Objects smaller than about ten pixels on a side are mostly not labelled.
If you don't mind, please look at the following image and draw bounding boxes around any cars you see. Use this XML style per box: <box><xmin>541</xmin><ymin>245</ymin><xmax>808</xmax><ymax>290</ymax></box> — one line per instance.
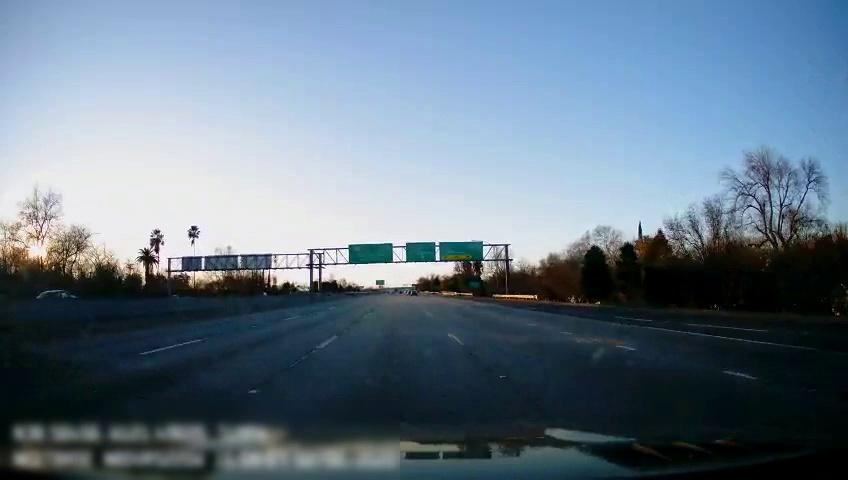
<box><xmin>35</xmin><ymin>290</ymin><xmax>78</xmax><ymax>300</ymax></box>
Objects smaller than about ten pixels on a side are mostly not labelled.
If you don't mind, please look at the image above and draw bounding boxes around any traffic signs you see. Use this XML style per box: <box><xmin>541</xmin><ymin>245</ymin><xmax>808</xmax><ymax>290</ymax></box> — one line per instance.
<box><xmin>348</xmin><ymin>243</ymin><xmax>393</xmax><ymax>263</ymax></box>
<box><xmin>406</xmin><ymin>242</ymin><xmax>436</xmax><ymax>261</ymax></box>
<box><xmin>468</xmin><ymin>281</ymin><xmax>481</xmax><ymax>289</ymax></box>
<box><xmin>439</xmin><ymin>241</ymin><xmax>484</xmax><ymax>260</ymax></box>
